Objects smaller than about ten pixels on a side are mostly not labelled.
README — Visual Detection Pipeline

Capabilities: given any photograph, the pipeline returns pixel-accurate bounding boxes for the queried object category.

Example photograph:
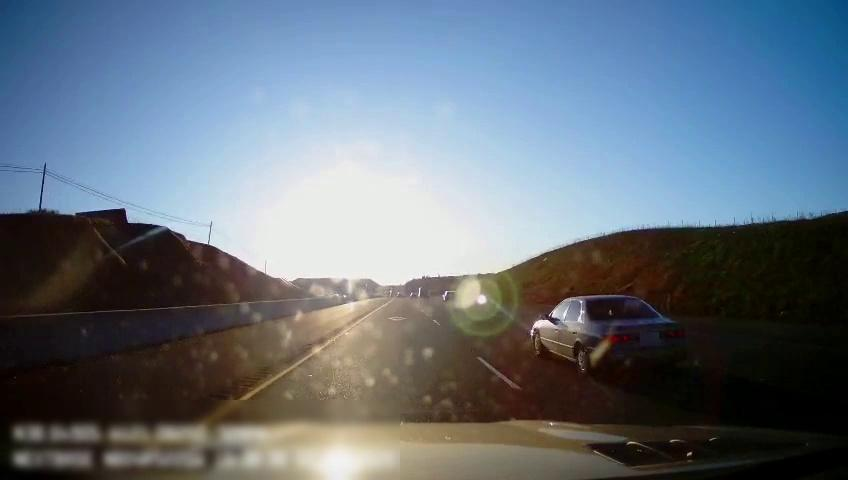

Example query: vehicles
[442,290,458,303]
[530,294,688,377]
[419,287,428,298]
